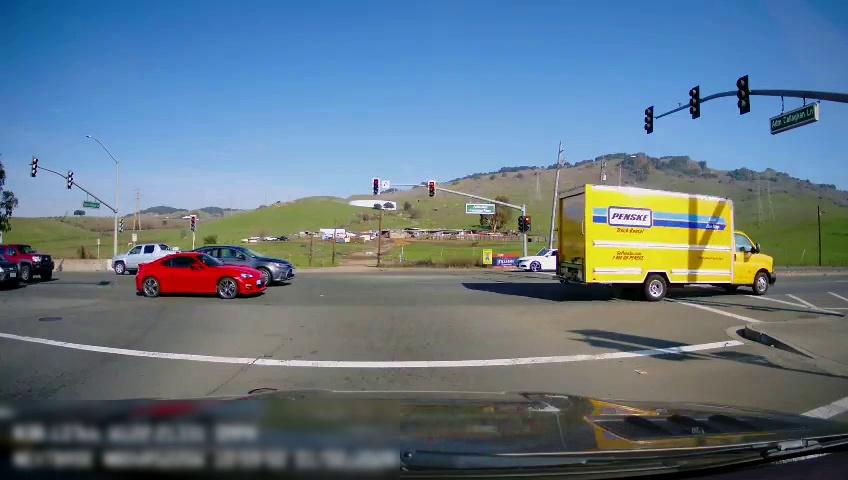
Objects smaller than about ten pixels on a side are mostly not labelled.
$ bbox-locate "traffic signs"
[768,100,821,135]
[464,201,497,216]
[82,199,101,209]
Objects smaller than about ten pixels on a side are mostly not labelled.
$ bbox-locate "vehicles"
[135,250,268,300]
[515,248,559,273]
[190,243,298,287]
[0,243,55,283]
[551,182,777,302]
[0,255,23,289]
[110,242,184,276]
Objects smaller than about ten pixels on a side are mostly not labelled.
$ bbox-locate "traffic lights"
[687,84,702,120]
[523,214,532,232]
[189,214,198,232]
[643,104,655,135]
[30,156,40,178]
[426,178,437,197]
[66,169,75,190]
[516,215,525,232]
[735,74,751,115]
[117,215,125,233]
[372,177,381,196]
